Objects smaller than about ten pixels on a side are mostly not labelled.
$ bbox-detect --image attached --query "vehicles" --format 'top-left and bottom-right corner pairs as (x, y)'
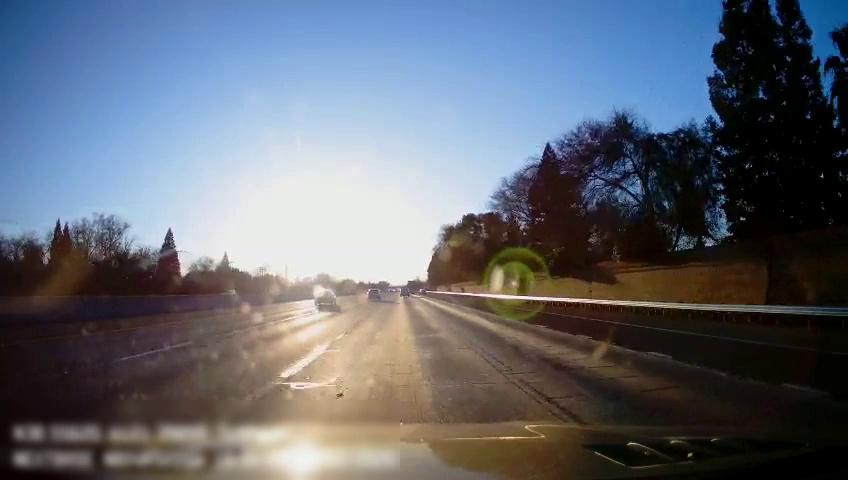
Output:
(365, 288), (383, 302)
(219, 289), (238, 295)
(399, 286), (411, 297)
(314, 289), (337, 307)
